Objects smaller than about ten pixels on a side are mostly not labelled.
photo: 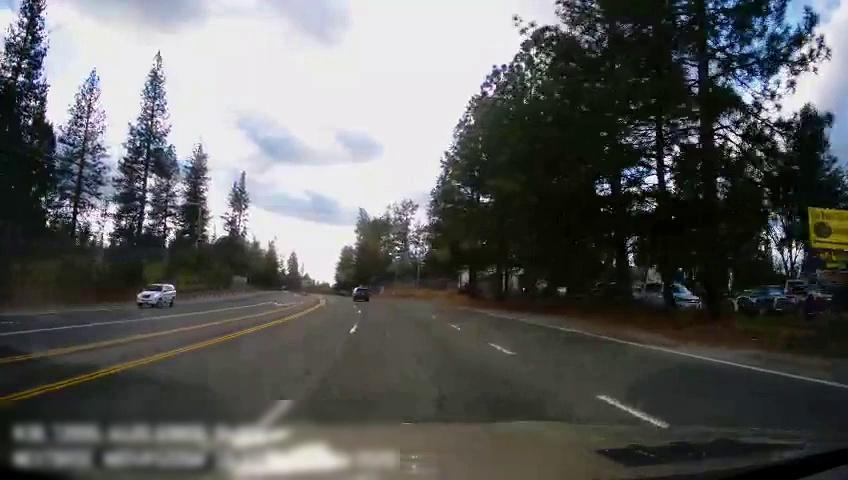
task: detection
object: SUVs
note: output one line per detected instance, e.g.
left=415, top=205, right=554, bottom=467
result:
left=351, top=287, right=371, bottom=302
left=136, top=284, right=177, bottom=309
